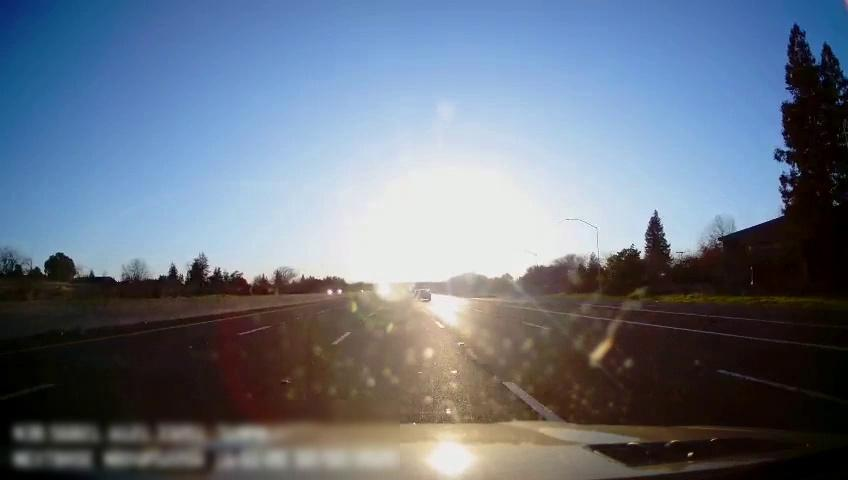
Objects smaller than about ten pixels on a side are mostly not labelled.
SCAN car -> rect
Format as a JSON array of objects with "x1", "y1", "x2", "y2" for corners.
[{"x1": 417, "y1": 289, "x2": 432, "y2": 302}]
